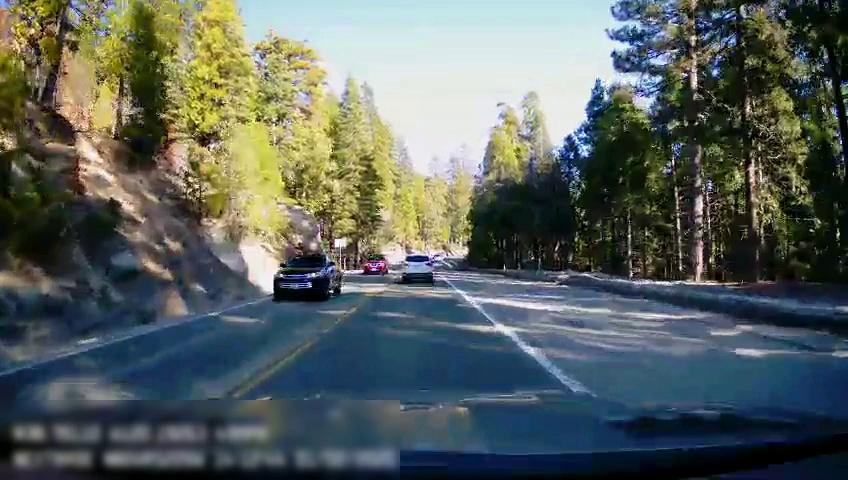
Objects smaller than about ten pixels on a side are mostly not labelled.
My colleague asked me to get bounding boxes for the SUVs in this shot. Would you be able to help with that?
[399,253,435,284]
[363,254,389,275]
[272,253,343,302]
